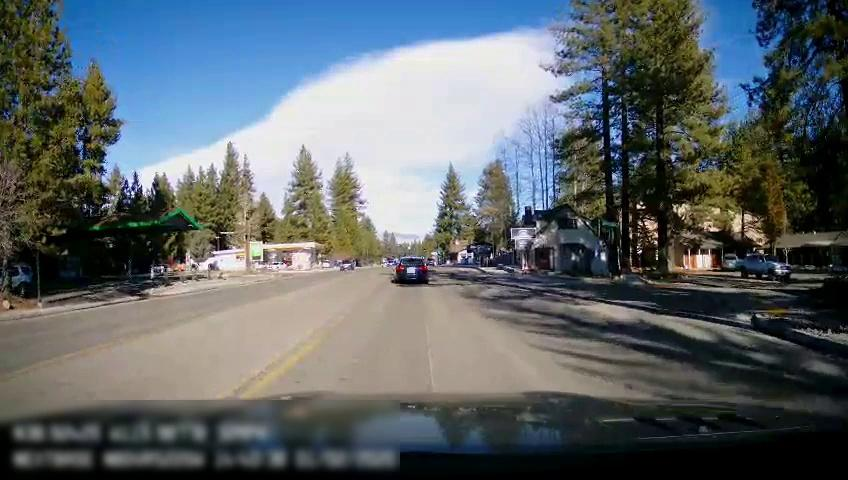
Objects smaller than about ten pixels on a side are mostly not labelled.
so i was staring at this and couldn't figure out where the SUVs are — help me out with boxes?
[0,263,35,300]
[740,255,791,281]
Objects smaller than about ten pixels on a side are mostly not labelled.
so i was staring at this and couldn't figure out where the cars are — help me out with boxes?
[397,257,426,284]
[339,259,355,272]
